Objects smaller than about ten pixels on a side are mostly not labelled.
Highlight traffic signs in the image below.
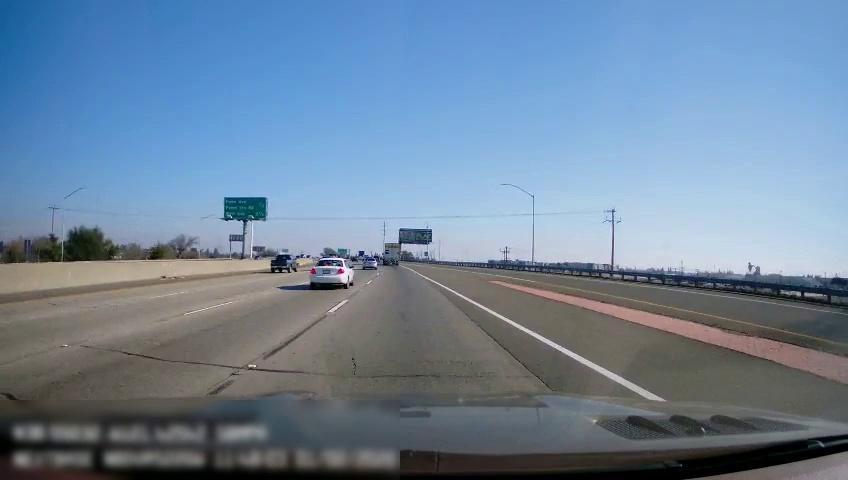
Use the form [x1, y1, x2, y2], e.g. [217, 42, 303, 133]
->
[222, 196, 267, 222]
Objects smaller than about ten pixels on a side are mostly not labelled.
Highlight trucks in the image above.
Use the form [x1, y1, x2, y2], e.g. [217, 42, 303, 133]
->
[269, 253, 300, 274]
[381, 242, 401, 267]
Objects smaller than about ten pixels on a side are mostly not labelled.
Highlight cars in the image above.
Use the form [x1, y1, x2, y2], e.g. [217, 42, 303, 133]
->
[309, 257, 357, 290]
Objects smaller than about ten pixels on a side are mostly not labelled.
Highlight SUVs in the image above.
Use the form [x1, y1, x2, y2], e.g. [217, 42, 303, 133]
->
[361, 257, 378, 271]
